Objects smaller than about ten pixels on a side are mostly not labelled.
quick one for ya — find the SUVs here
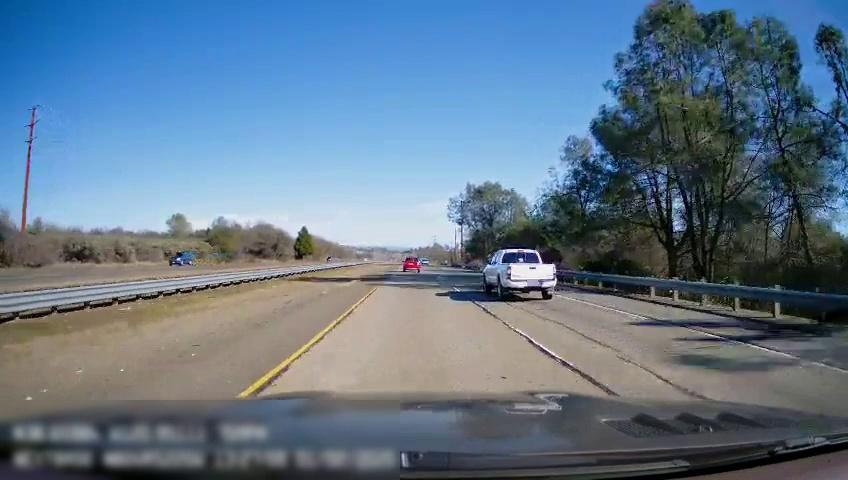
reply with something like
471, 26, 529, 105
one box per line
169, 251, 193, 267
402, 256, 421, 273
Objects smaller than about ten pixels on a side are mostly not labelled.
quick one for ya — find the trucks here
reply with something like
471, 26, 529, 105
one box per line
482, 248, 558, 300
